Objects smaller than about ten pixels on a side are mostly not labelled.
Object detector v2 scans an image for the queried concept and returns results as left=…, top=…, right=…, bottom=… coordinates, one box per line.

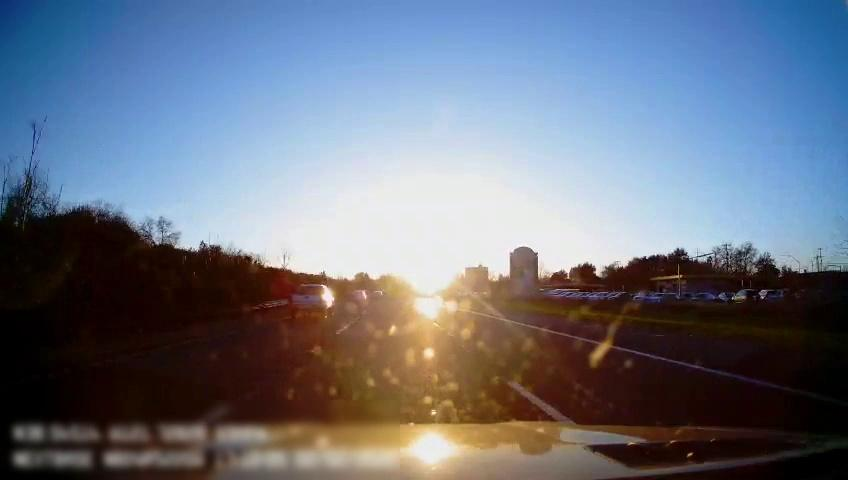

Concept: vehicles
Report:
left=589, top=292, right=610, bottom=301
left=691, top=291, right=716, bottom=303
left=646, top=292, right=679, bottom=305
left=602, top=292, right=620, bottom=301
left=632, top=291, right=653, bottom=301
left=674, top=291, right=695, bottom=304
left=736, top=289, right=760, bottom=304
left=758, top=289, right=782, bottom=303
left=610, top=291, right=633, bottom=301
left=557, top=291, right=576, bottom=298
left=565, top=291, right=590, bottom=300
left=350, top=289, right=368, bottom=304
left=289, top=283, right=336, bottom=321
left=370, top=290, right=385, bottom=302
left=715, top=291, right=736, bottom=303
left=581, top=291, right=601, bottom=301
